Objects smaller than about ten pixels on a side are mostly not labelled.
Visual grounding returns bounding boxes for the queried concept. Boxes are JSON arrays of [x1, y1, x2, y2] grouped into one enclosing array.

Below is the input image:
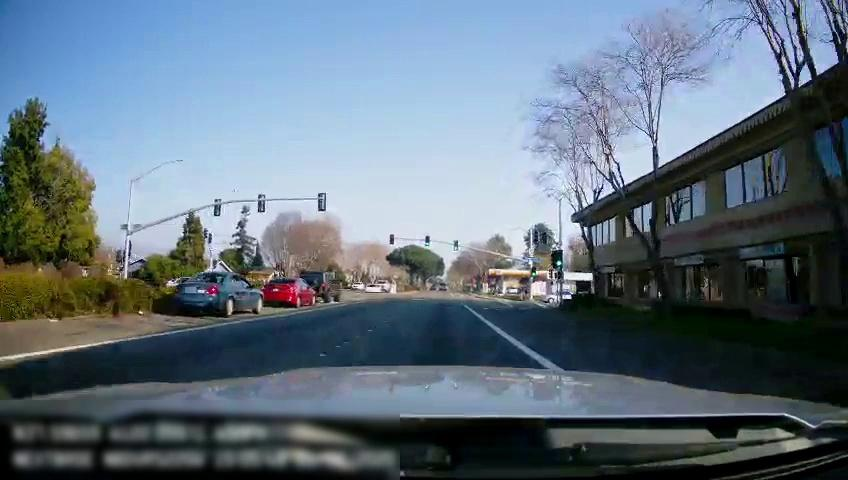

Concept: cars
[[366, 284, 381, 292], [176, 271, 264, 318], [263, 278, 317, 308], [543, 290, 577, 304]]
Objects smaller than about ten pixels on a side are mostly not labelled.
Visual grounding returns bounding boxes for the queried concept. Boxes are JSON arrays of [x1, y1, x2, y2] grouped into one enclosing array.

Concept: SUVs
[[351, 282, 364, 290], [300, 272, 341, 303]]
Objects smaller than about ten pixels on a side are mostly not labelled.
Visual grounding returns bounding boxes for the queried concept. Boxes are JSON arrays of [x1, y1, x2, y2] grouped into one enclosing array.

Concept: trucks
[[375, 280, 389, 291]]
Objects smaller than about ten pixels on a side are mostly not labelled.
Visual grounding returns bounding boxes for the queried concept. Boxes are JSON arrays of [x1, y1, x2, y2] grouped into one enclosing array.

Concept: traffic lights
[[551, 249, 563, 269], [389, 234, 395, 245], [318, 192, 327, 211], [257, 193, 265, 212], [214, 198, 221, 216], [425, 235, 430, 246]]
